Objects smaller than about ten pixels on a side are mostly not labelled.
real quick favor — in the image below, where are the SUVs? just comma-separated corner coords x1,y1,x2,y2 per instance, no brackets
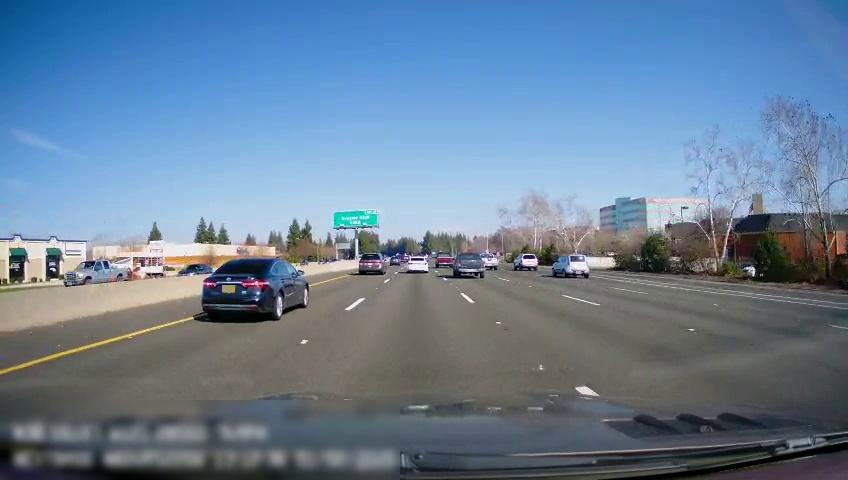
512,253,538,272
358,252,387,276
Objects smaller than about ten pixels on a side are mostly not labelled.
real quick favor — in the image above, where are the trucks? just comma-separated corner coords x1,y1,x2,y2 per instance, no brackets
452,253,485,279
433,251,455,269
478,252,499,271
63,259,130,288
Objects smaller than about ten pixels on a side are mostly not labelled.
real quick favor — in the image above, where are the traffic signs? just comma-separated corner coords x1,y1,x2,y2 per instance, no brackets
333,208,379,228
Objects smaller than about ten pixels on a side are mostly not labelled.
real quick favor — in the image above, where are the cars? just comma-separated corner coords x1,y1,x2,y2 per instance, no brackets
406,256,429,274
551,254,590,279
389,257,401,267
178,263,213,277
200,257,311,322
